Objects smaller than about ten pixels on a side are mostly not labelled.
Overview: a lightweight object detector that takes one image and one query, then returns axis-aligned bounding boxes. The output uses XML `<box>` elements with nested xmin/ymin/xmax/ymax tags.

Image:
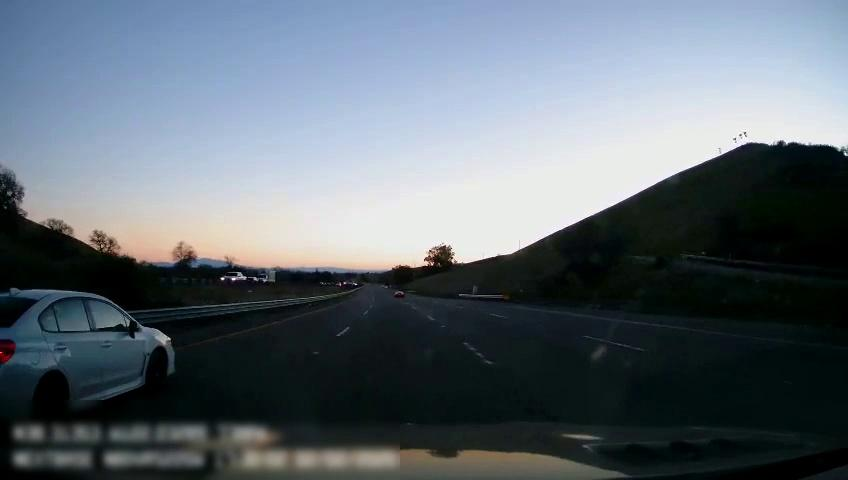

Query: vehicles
<box><xmin>245</xmin><ymin>276</ymin><xmax>259</xmax><ymax>286</ymax></box>
<box><xmin>256</xmin><ymin>270</ymin><xmax>277</xmax><ymax>285</ymax></box>
<box><xmin>218</xmin><ymin>271</ymin><xmax>248</xmax><ymax>285</ymax></box>
<box><xmin>394</xmin><ymin>290</ymin><xmax>405</xmax><ymax>298</ymax></box>
<box><xmin>0</xmin><ymin>289</ymin><xmax>176</xmax><ymax>443</ymax></box>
